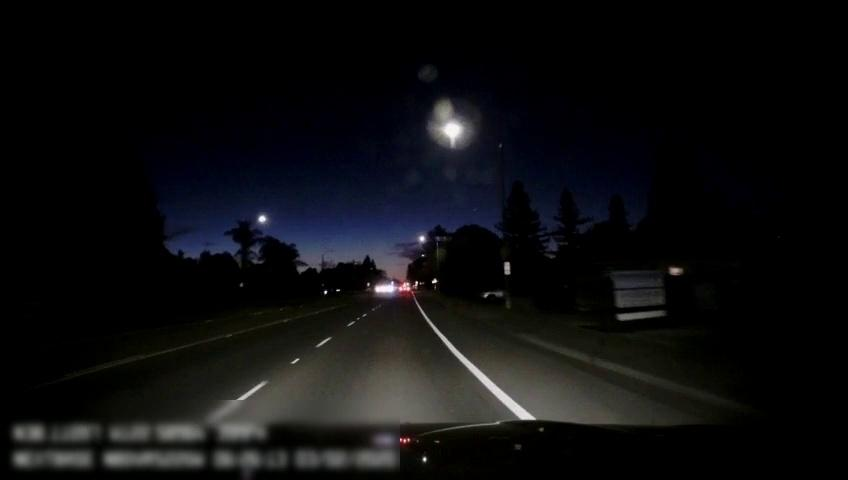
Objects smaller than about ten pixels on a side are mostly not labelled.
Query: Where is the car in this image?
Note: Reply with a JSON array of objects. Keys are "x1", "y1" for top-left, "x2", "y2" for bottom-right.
[{"x1": 479, "y1": 286, "x2": 504, "y2": 304}]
